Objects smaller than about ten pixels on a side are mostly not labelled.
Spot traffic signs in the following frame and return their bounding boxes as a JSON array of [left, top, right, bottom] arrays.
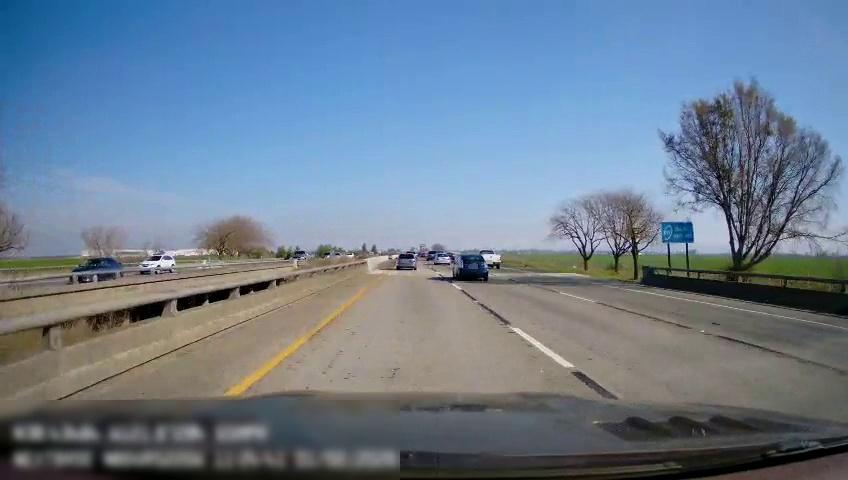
[[660, 220, 694, 244]]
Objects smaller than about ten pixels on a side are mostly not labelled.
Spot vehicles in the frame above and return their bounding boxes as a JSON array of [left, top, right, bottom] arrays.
[[137, 254, 177, 275], [425, 251, 437, 262], [396, 252, 416, 270], [480, 248, 503, 269], [449, 253, 490, 281], [69, 257, 125, 284], [433, 252, 451, 265]]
